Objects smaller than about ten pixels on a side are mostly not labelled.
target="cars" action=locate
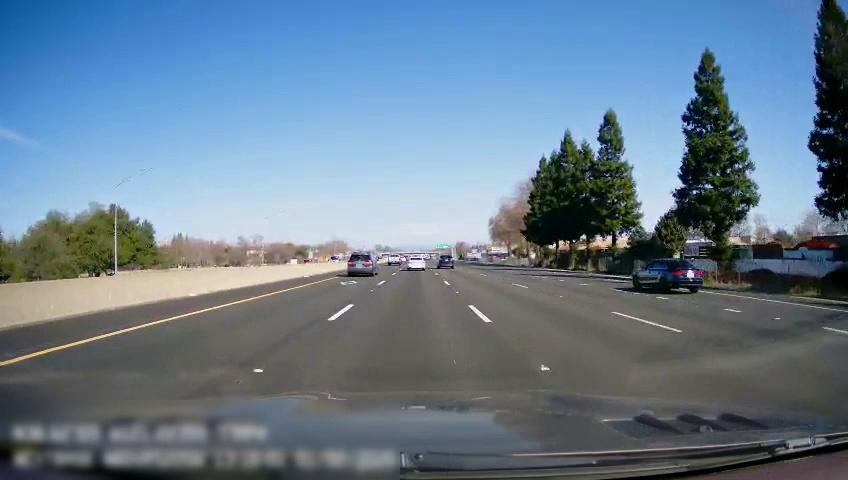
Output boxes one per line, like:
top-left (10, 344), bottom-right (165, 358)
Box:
top-left (632, 258), bottom-right (704, 294)
top-left (407, 257), bottom-right (426, 271)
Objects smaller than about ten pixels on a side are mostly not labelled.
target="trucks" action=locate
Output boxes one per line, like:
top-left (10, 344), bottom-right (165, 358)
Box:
top-left (388, 254), bottom-right (402, 267)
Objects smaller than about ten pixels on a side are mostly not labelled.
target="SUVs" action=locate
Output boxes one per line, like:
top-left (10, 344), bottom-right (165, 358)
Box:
top-left (346, 252), bottom-right (378, 277)
top-left (436, 255), bottom-right (454, 269)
